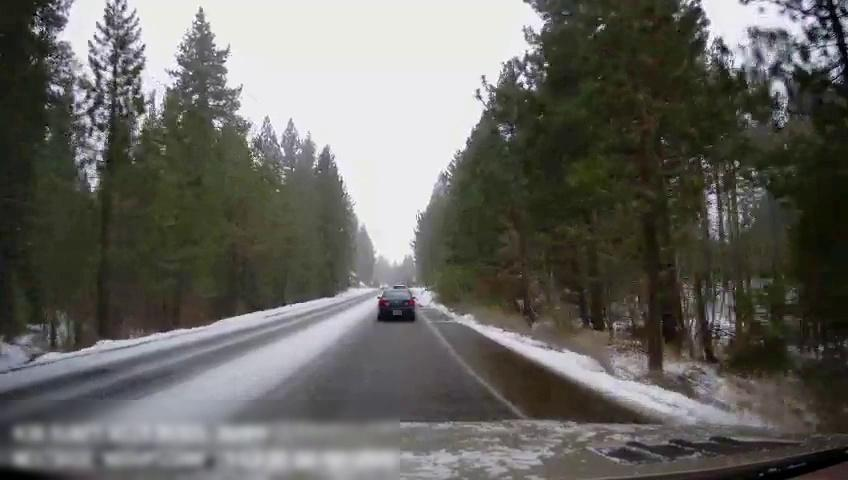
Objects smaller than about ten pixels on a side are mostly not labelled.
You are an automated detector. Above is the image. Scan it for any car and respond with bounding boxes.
[377,289,416,323]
